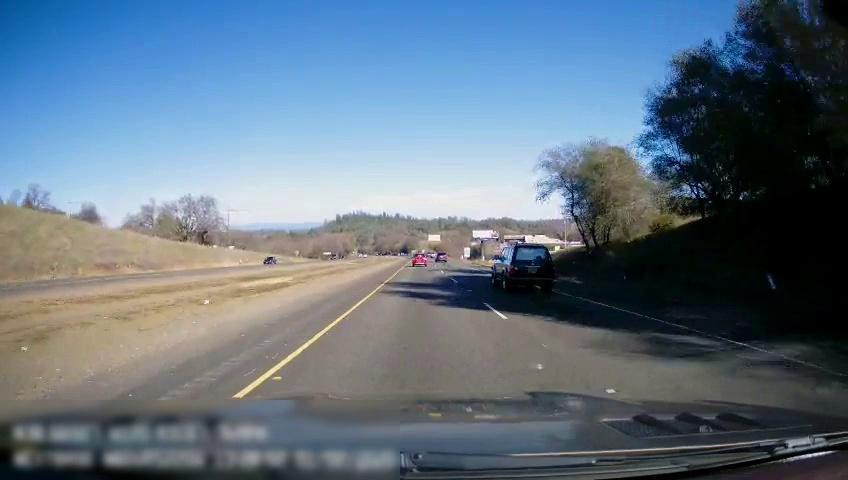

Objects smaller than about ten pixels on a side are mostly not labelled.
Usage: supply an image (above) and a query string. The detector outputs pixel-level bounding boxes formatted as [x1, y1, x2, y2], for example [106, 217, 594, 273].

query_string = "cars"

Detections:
[263, 256, 277, 265]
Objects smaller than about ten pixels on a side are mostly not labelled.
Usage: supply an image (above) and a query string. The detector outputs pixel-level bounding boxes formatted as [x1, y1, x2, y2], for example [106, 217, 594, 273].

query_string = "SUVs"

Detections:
[411, 253, 429, 268]
[435, 251, 449, 263]
[491, 242, 554, 297]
